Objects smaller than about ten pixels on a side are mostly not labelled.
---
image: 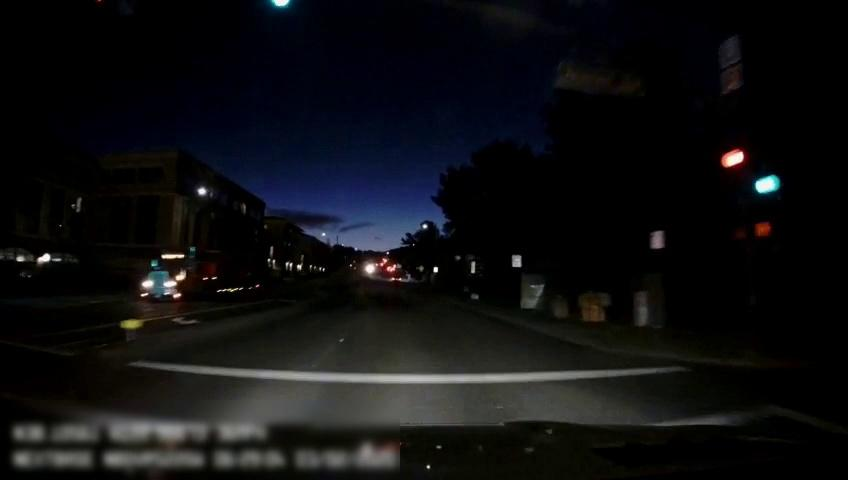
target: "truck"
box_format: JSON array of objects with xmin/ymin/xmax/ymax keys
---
[{"xmin": 140, "ymin": 247, "xmax": 229, "ymax": 301}]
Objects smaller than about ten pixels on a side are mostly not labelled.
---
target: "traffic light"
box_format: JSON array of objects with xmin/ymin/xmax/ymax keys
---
[{"xmin": 755, "ymin": 172, "xmax": 780, "ymax": 197}]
